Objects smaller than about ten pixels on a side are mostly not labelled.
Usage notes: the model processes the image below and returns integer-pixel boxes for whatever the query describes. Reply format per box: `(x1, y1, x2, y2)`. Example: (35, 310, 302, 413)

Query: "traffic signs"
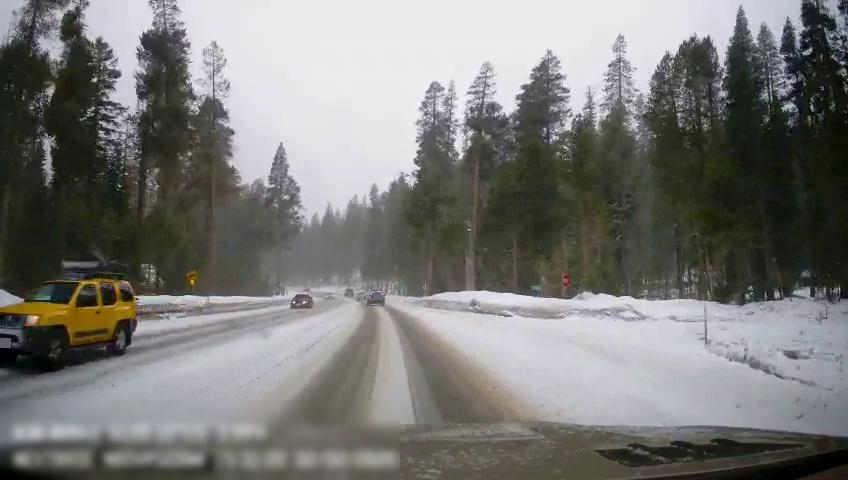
(186, 270, 197, 281)
(562, 273, 569, 289)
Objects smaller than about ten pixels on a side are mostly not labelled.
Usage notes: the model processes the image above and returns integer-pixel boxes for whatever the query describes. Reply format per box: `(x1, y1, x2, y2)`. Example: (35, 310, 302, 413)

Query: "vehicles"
(356, 292, 367, 301)
(290, 294, 314, 309)
(366, 288, 385, 306)
(0, 258, 139, 373)
(344, 287, 354, 297)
